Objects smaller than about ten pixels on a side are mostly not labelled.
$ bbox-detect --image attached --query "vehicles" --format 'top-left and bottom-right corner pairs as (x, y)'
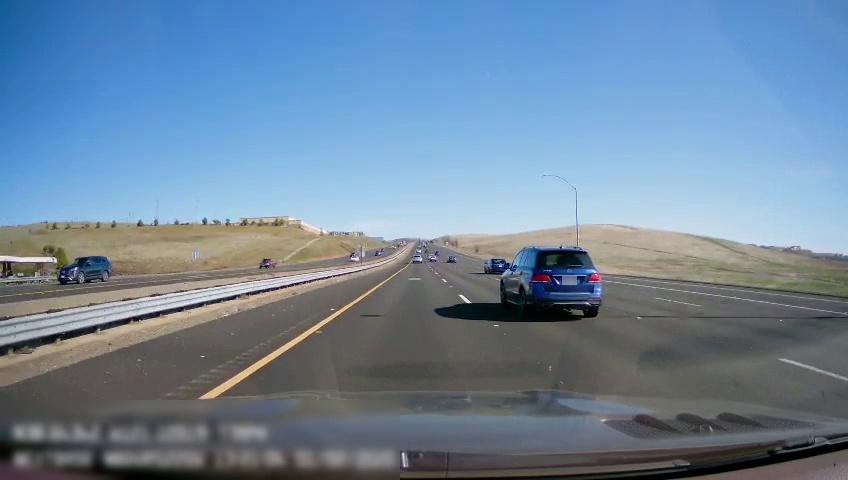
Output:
(58, 256), (113, 285)
(500, 246), (602, 318)
(412, 254), (422, 263)
(447, 256), (457, 263)
(484, 258), (507, 274)
(260, 258), (273, 268)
